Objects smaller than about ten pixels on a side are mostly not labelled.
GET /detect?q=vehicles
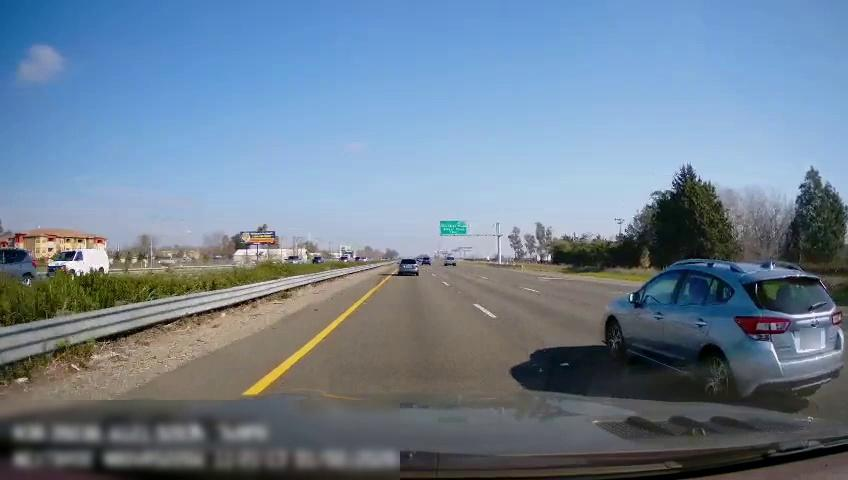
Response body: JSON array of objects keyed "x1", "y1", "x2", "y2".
[
  {"x1": 444, "y1": 256, "x2": 457, "y2": 267},
  {"x1": 397, "y1": 258, "x2": 420, "y2": 277},
  {"x1": 311, "y1": 256, "x2": 326, "y2": 265},
  {"x1": 338, "y1": 256, "x2": 352, "y2": 264},
  {"x1": 0, "y1": 247, "x2": 39, "y2": 288},
  {"x1": 421, "y1": 256, "x2": 432, "y2": 266},
  {"x1": 46, "y1": 248, "x2": 110, "y2": 281},
  {"x1": 283, "y1": 255, "x2": 306, "y2": 266},
  {"x1": 598, "y1": 258, "x2": 845, "y2": 404}
]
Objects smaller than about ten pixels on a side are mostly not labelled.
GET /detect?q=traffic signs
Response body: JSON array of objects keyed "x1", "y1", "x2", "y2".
[{"x1": 439, "y1": 219, "x2": 469, "y2": 237}]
